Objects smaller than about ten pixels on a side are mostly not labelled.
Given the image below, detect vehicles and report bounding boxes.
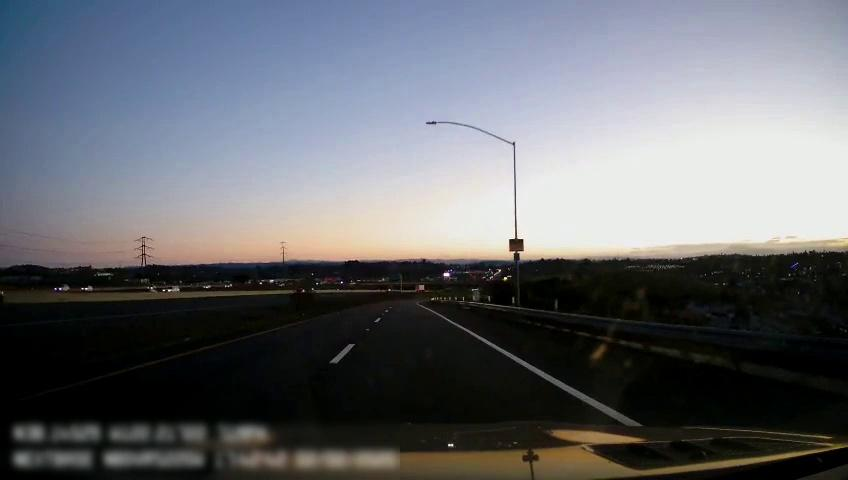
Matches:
[161,285,181,293]
[53,284,71,293]
[80,285,93,292]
